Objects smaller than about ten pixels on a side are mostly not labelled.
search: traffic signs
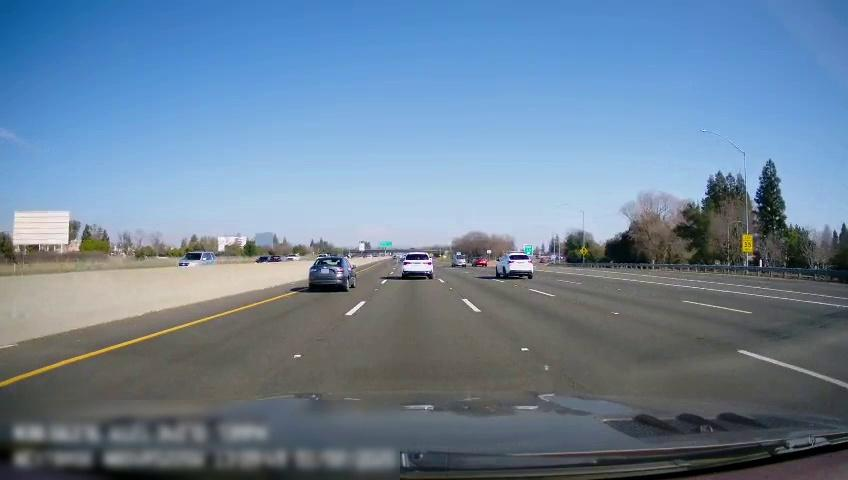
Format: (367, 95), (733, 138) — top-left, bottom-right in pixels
(743, 233), (752, 254)
(525, 244), (533, 256)
(579, 246), (588, 257)
(378, 240), (392, 248)
(359, 240), (365, 252)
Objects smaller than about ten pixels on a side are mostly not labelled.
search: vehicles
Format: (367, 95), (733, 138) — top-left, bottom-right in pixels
(269, 255), (287, 263)
(176, 251), (217, 268)
(401, 252), (434, 279)
(470, 255), (488, 267)
(255, 255), (271, 264)
(496, 253), (534, 280)
(451, 254), (468, 268)
(286, 253), (301, 262)
(307, 256), (358, 293)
